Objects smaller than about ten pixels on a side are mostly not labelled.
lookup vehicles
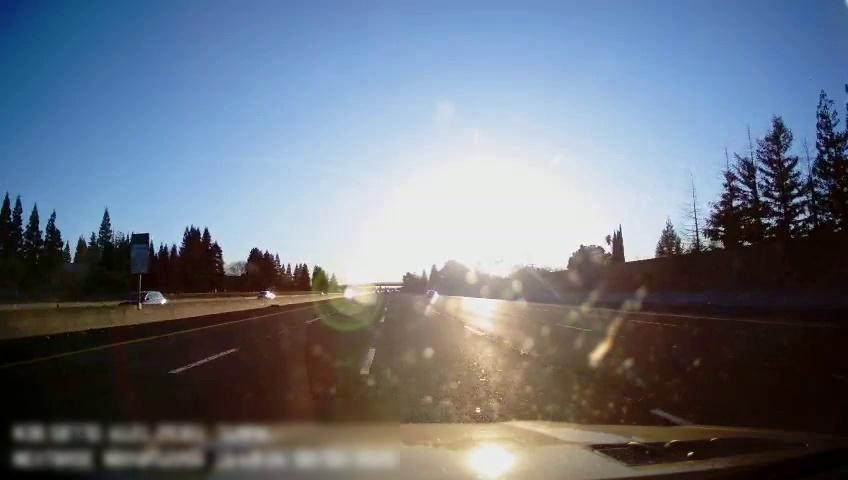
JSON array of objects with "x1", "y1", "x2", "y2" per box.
[
  {"x1": 426, "y1": 289, "x2": 439, "y2": 299},
  {"x1": 257, "y1": 291, "x2": 275, "y2": 299},
  {"x1": 126, "y1": 291, "x2": 166, "y2": 307}
]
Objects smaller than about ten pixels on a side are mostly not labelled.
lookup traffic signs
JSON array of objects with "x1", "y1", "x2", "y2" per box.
[{"x1": 130, "y1": 232, "x2": 151, "y2": 273}]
